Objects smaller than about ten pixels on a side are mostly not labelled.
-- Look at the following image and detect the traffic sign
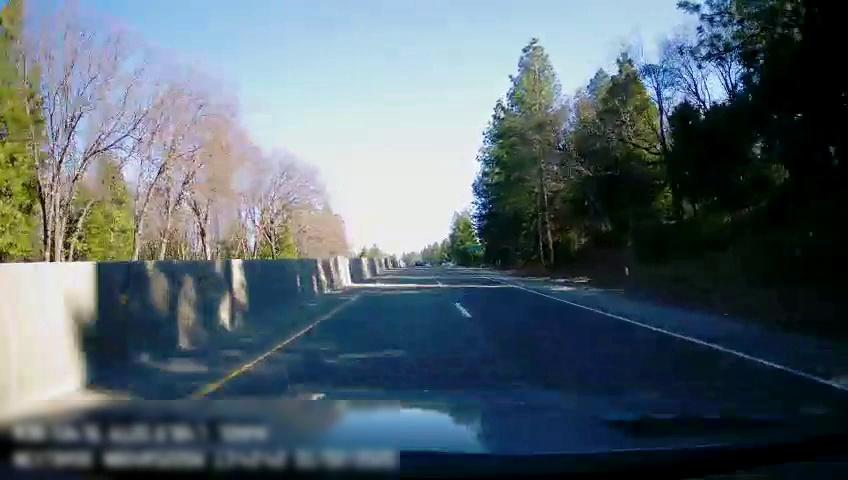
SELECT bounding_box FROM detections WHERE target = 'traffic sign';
[465,244,481,252]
